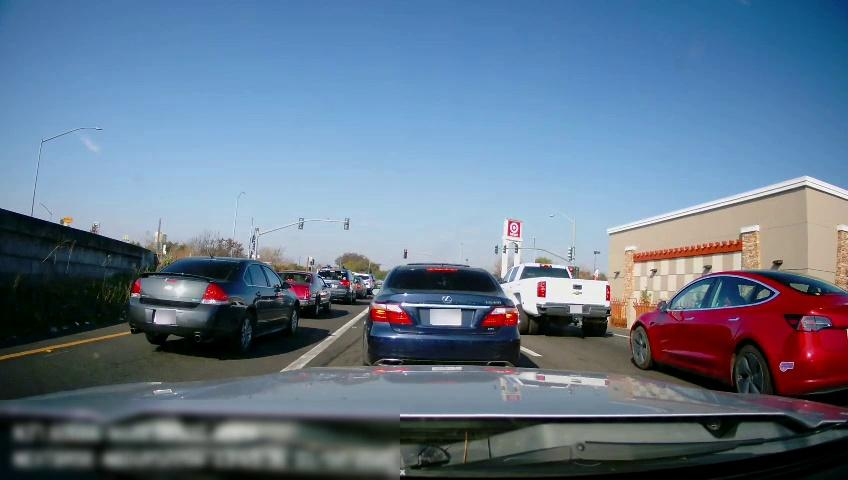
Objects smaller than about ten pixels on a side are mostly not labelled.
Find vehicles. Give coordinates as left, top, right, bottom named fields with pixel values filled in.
left=274, top=269, right=334, bottom=317
left=496, top=262, right=613, bottom=336
left=628, top=267, right=848, bottom=397
left=369, top=273, right=378, bottom=289
left=316, top=264, right=359, bottom=305
left=361, top=262, right=523, bottom=369
left=352, top=275, right=369, bottom=300
left=126, top=255, right=301, bottom=356
left=352, top=272, right=374, bottom=295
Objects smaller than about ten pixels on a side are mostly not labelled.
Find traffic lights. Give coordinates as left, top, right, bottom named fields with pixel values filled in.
left=502, top=244, right=508, bottom=255
left=573, top=265, right=581, bottom=280
left=494, top=244, right=499, bottom=255
left=514, top=242, right=520, bottom=254
left=567, top=265, right=578, bottom=280
left=567, top=246, right=574, bottom=261
left=343, top=217, right=351, bottom=231
left=403, top=248, right=408, bottom=259
left=298, top=217, right=305, bottom=230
